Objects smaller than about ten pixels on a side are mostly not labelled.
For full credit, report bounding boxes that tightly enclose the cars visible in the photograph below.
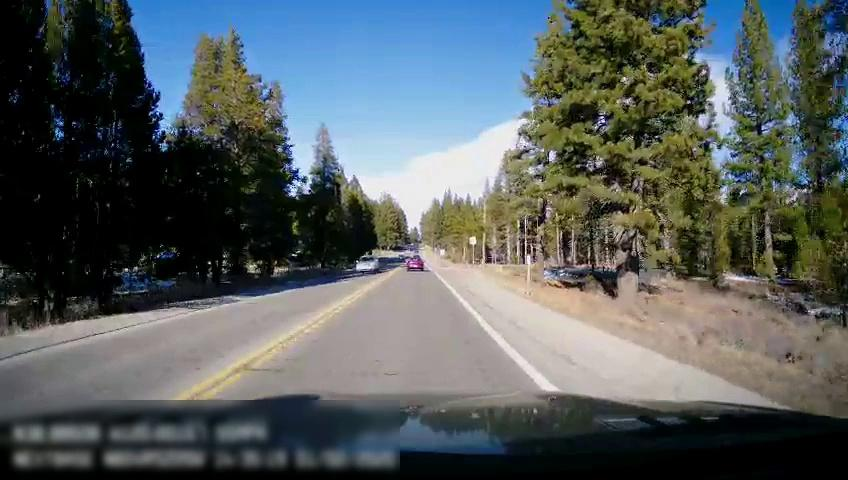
[354,254,382,275]
[406,254,425,272]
